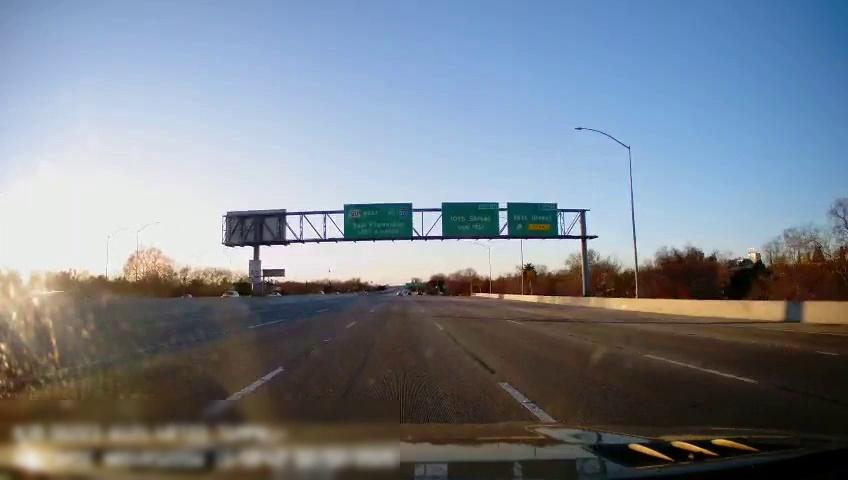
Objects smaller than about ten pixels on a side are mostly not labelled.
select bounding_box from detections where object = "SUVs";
[221,290,240,298]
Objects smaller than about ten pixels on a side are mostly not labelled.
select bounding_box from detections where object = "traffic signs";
[441,203,501,240]
[506,202,558,239]
[342,201,415,242]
